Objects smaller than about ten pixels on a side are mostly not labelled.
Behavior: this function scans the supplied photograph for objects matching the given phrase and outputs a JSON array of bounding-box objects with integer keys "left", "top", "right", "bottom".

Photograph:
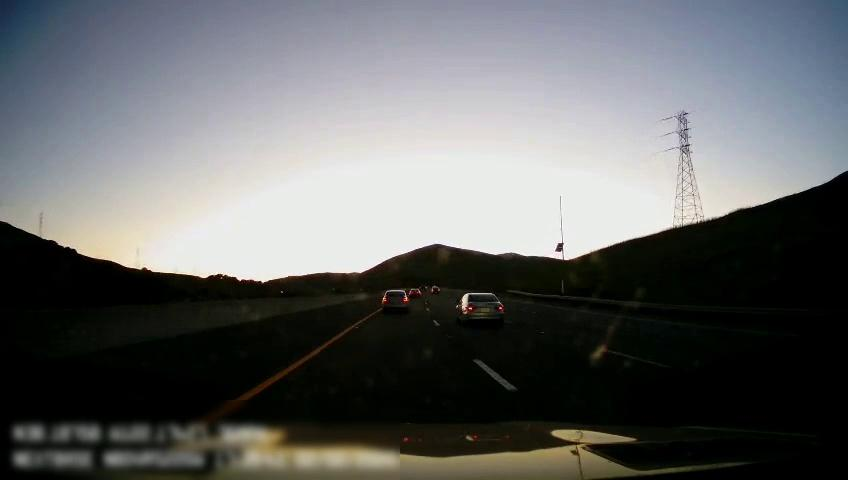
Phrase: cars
[
  {"left": 455, "top": 292, "right": 504, "bottom": 326},
  {"left": 382, "top": 290, "right": 409, "bottom": 313},
  {"left": 409, "top": 288, "right": 421, "bottom": 298}
]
